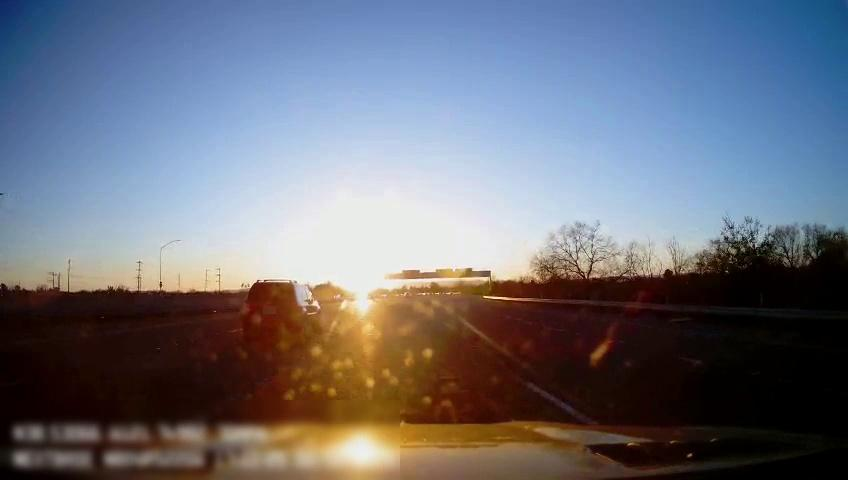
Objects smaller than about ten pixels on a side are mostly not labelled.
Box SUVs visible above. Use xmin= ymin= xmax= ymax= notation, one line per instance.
xmin=243 ymin=279 xmax=322 ymax=340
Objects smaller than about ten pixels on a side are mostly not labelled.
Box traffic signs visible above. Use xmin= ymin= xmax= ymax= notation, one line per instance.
xmin=455 ymin=268 xmax=472 ymax=276
xmin=402 ymin=270 xmax=420 ymax=278
xmin=436 ymin=268 xmax=453 ymax=276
